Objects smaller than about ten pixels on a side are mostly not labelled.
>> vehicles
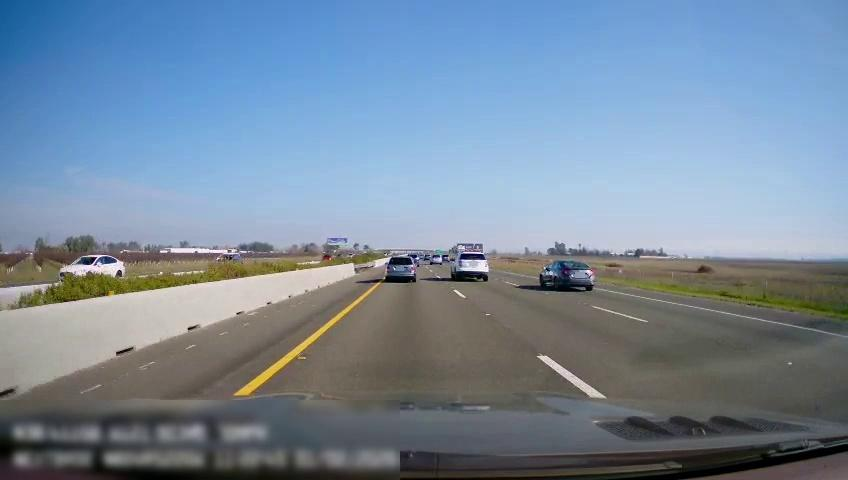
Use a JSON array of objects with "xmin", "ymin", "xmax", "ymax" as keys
[
  {"xmin": 215, "ymin": 253, "xmax": 241, "ymax": 264},
  {"xmin": 320, "ymin": 254, "xmax": 337, "ymax": 261},
  {"xmin": 449, "ymin": 252, "xmax": 490, "ymax": 282},
  {"xmin": 409, "ymin": 254, "xmax": 422, "ymax": 268},
  {"xmin": 385, "ymin": 255, "xmax": 417, "ymax": 282},
  {"xmin": 538, "ymin": 259, "xmax": 595, "ymax": 292},
  {"xmin": 58, "ymin": 255, "xmax": 126, "ymax": 283},
  {"xmin": 429, "ymin": 253, "xmax": 444, "ymax": 265}
]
